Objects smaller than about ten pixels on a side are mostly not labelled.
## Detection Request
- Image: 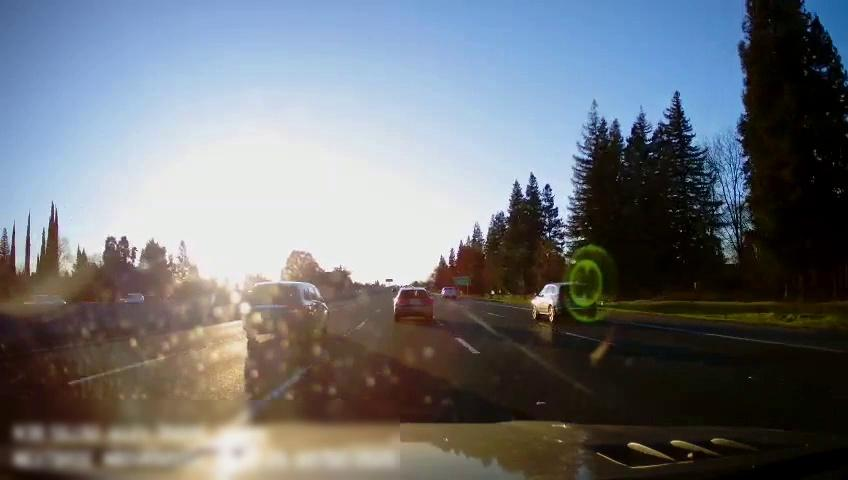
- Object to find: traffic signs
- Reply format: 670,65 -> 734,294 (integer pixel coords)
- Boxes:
455,277 -> 469,285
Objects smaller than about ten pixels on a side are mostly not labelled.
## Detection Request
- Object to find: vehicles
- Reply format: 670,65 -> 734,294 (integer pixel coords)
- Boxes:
392,286 -> 435,322
23,294 -> 67,306
440,286 -> 457,301
241,279 -> 331,341
529,282 -> 598,325
115,292 -> 145,305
